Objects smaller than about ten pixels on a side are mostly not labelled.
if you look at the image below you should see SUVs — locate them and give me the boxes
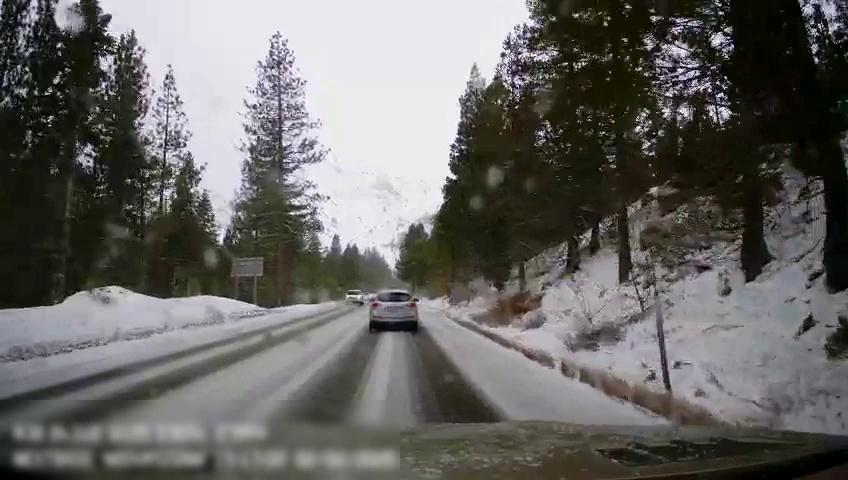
[345,289,364,306]
[368,289,419,333]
